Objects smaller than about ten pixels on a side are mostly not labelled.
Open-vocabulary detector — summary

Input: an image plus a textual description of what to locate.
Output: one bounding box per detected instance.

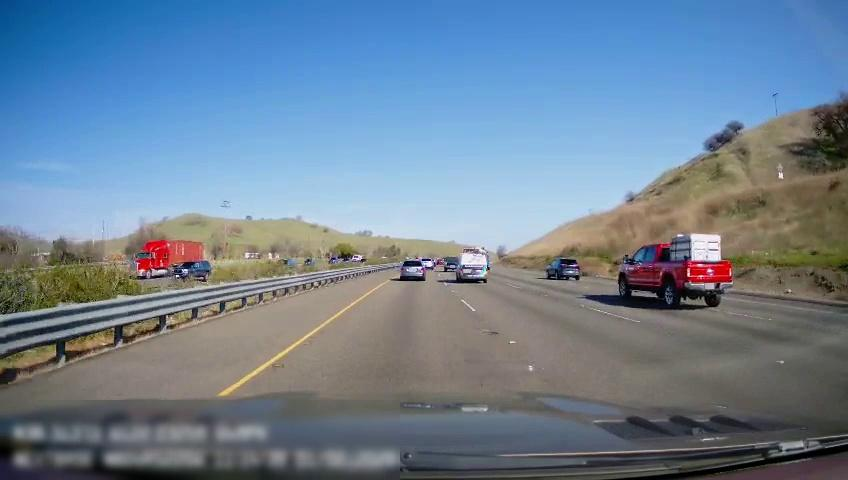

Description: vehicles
[419,257,435,271]
[444,256,461,272]
[170,260,213,282]
[358,258,370,264]
[399,258,426,281]
[327,257,341,265]
[545,257,581,281]
[126,238,206,280]
[616,232,734,308]
[303,257,319,266]
[456,246,489,283]
[282,257,297,267]
[351,254,363,262]
[341,257,352,264]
